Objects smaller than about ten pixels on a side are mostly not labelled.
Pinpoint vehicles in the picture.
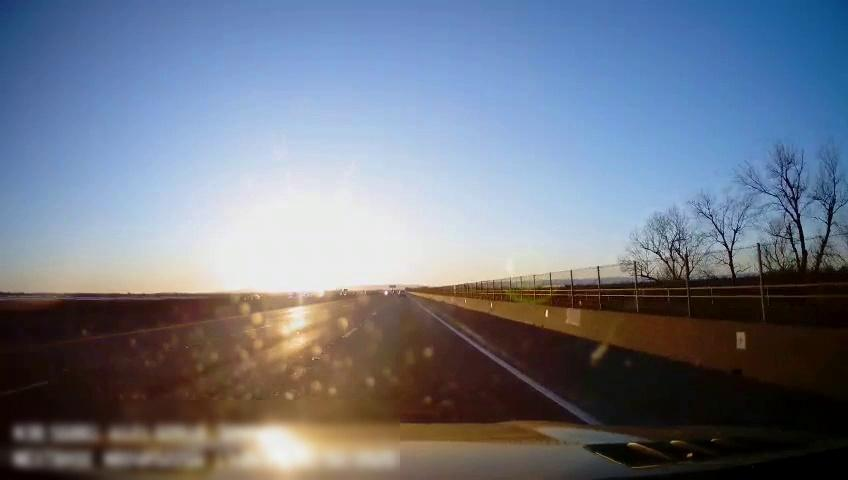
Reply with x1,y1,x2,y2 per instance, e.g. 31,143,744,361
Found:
243,294,261,302
289,292,303,300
